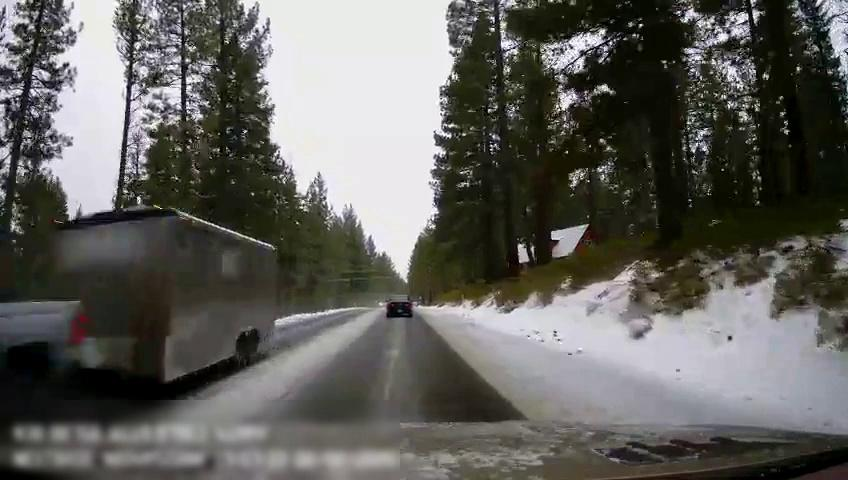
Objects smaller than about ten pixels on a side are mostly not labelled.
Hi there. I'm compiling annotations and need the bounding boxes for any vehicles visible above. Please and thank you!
[45,206,276,385]
[0,299,87,441]
[386,294,413,318]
